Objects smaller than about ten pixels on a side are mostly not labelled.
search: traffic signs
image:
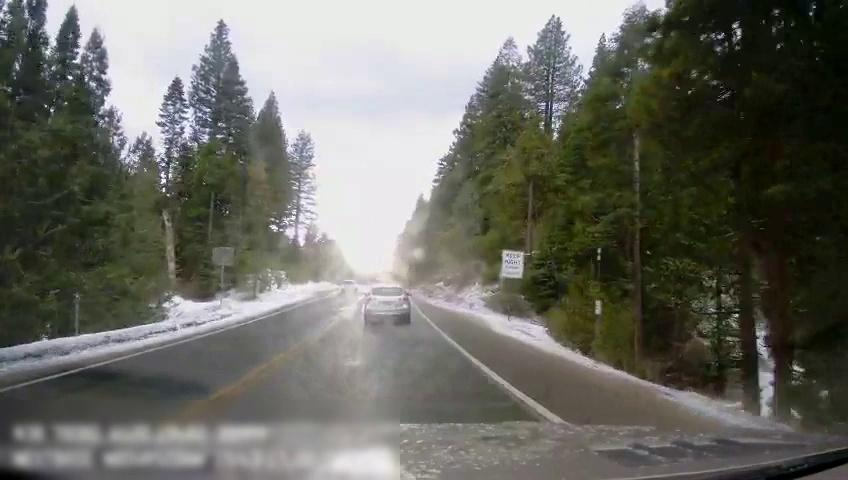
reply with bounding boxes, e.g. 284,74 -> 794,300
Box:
500,249 -> 524,281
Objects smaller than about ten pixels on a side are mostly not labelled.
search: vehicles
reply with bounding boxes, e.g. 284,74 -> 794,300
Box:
365,286 -> 411,325
339,279 -> 359,296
